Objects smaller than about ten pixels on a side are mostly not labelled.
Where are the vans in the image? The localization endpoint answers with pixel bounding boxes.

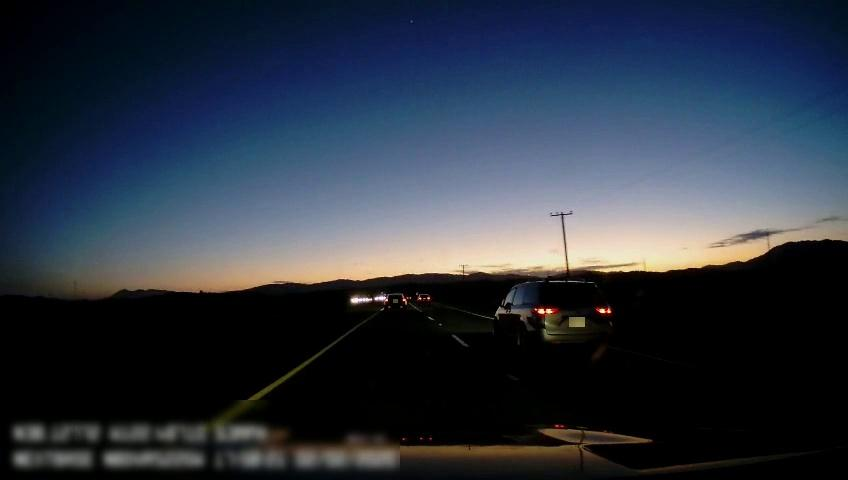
[493,280,614,352]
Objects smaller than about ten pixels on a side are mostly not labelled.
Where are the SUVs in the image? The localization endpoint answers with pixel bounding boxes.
[384,292,408,311]
[416,293,432,305]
